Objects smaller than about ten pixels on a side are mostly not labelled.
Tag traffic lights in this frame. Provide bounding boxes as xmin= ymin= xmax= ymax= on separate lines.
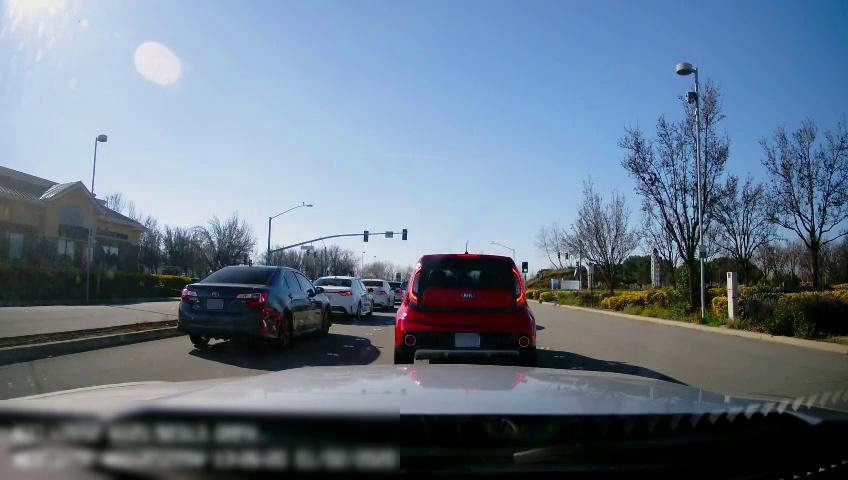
xmin=402 ymin=229 xmax=408 ymax=240
xmin=363 ymin=230 xmax=369 ymax=242
xmin=521 ymin=262 xmax=528 ymax=274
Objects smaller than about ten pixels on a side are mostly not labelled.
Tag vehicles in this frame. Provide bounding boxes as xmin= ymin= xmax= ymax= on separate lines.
xmin=310 ymin=276 xmax=374 ymax=323
xmin=176 ymin=265 xmax=332 ymax=357
xmin=394 ymin=253 xmax=536 ymax=368
xmin=358 ymin=279 xmax=396 ymax=311
xmin=387 ymin=281 xmax=408 ymax=303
